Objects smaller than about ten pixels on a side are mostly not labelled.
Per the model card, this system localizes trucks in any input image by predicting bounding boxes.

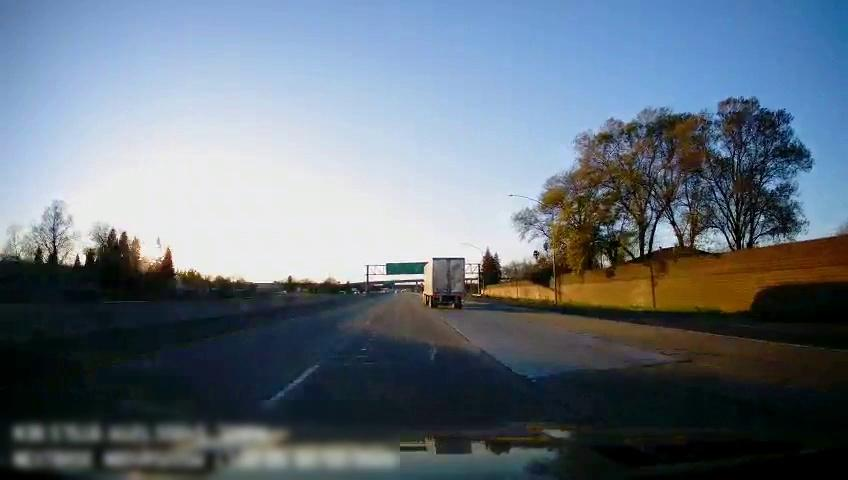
[421,256,466,309]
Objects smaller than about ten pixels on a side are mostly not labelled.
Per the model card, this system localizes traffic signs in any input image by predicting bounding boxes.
[383,282,395,287]
[386,262,428,275]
